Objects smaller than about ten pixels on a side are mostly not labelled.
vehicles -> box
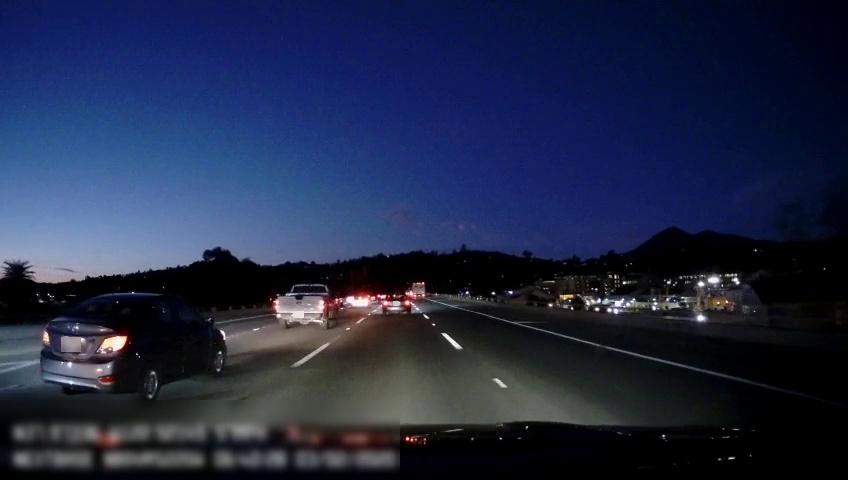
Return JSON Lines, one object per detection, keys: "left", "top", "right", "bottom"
{"left": 40, "top": 293, "right": 227, "bottom": 406}
{"left": 276, "top": 284, "right": 341, "bottom": 329}
{"left": 351, "top": 293, "right": 371, "bottom": 307}
{"left": 412, "top": 282, "right": 425, "bottom": 299}
{"left": 382, "top": 290, "right": 412, "bottom": 315}
{"left": 366, "top": 291, "right": 380, "bottom": 303}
